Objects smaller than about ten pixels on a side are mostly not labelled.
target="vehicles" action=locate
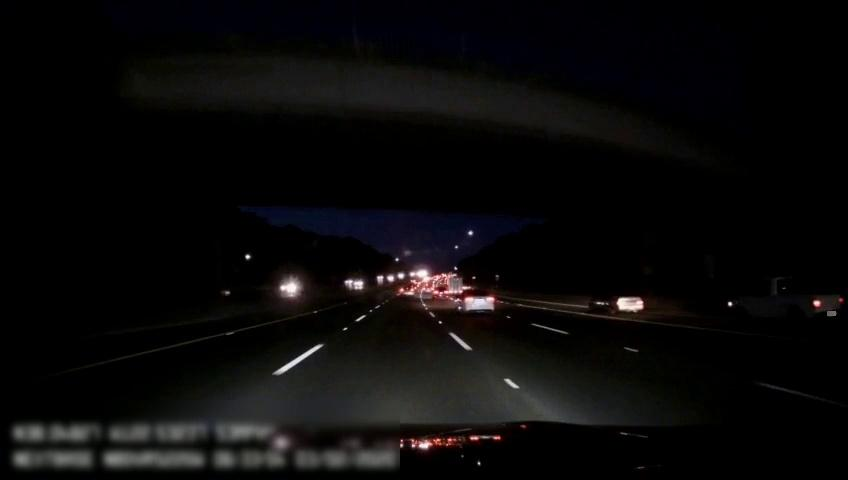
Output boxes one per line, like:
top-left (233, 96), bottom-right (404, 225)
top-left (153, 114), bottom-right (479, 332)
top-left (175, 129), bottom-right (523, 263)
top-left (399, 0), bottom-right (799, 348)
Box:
top-left (448, 277), bottom-right (464, 298)
top-left (348, 279), bottom-right (367, 291)
top-left (588, 288), bottom-right (645, 317)
top-left (456, 289), bottom-right (495, 318)
top-left (726, 275), bottom-right (844, 329)
top-left (279, 277), bottom-right (304, 292)
top-left (432, 285), bottom-right (450, 300)
top-left (400, 284), bottom-right (415, 297)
